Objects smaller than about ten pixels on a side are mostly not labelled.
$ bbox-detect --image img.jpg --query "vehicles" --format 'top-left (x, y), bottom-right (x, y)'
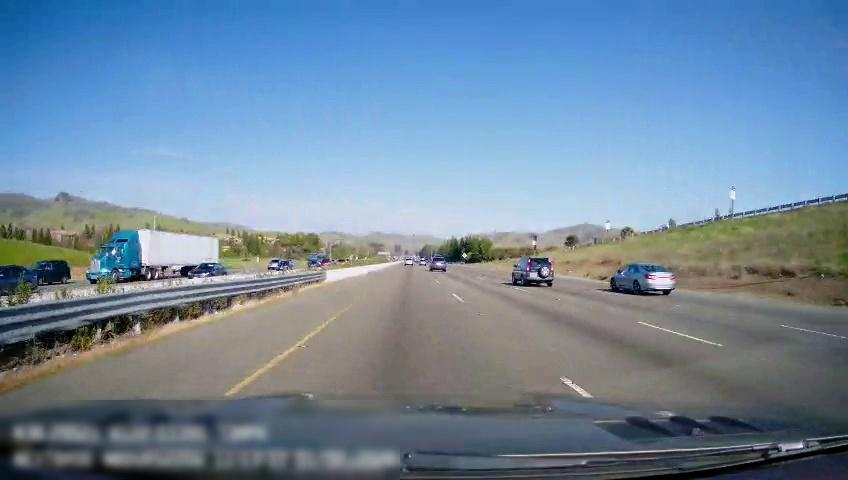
top-left (307, 255), bottom-right (328, 269)
top-left (275, 260), bottom-right (294, 271)
top-left (511, 256), bottom-right (555, 287)
top-left (267, 257), bottom-right (287, 271)
top-left (86, 229), bottom-right (220, 285)
top-left (25, 259), bottom-right (72, 286)
top-left (609, 262), bottom-right (676, 296)
top-left (171, 265), bottom-right (187, 275)
top-left (429, 255), bottom-right (447, 271)
top-left (187, 262), bottom-right (229, 280)
top-left (0, 264), bottom-right (39, 295)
